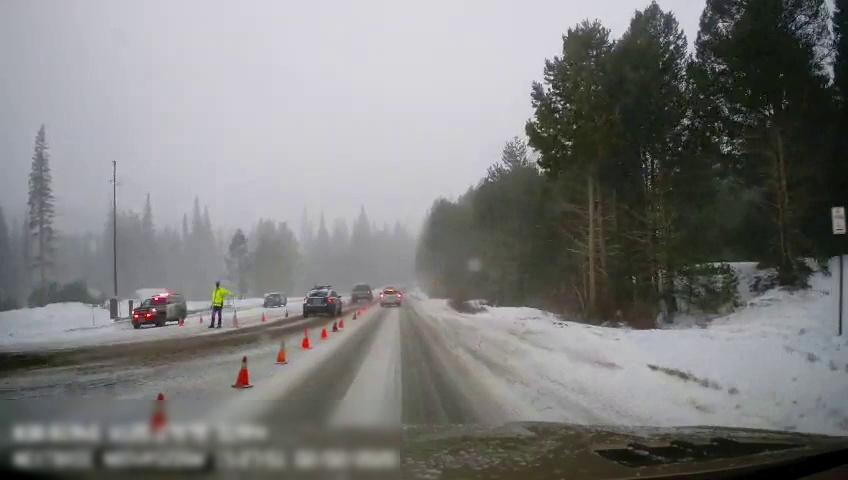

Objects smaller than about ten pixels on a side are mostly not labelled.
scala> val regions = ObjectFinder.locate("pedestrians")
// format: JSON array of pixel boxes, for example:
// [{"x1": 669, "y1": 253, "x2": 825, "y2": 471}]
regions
[{"x1": 207, "y1": 280, "x2": 237, "y2": 329}]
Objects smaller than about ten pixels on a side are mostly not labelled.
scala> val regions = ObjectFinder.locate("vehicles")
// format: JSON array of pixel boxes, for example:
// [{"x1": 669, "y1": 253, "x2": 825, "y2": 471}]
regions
[
  {"x1": 351, "y1": 284, "x2": 373, "y2": 304},
  {"x1": 379, "y1": 288, "x2": 402, "y2": 307},
  {"x1": 131, "y1": 292, "x2": 187, "y2": 329},
  {"x1": 263, "y1": 292, "x2": 287, "y2": 308},
  {"x1": 302, "y1": 284, "x2": 343, "y2": 318}
]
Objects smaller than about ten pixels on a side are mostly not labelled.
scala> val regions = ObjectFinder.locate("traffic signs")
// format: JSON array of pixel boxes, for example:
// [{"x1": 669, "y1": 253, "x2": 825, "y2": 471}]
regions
[{"x1": 831, "y1": 205, "x2": 847, "y2": 235}]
